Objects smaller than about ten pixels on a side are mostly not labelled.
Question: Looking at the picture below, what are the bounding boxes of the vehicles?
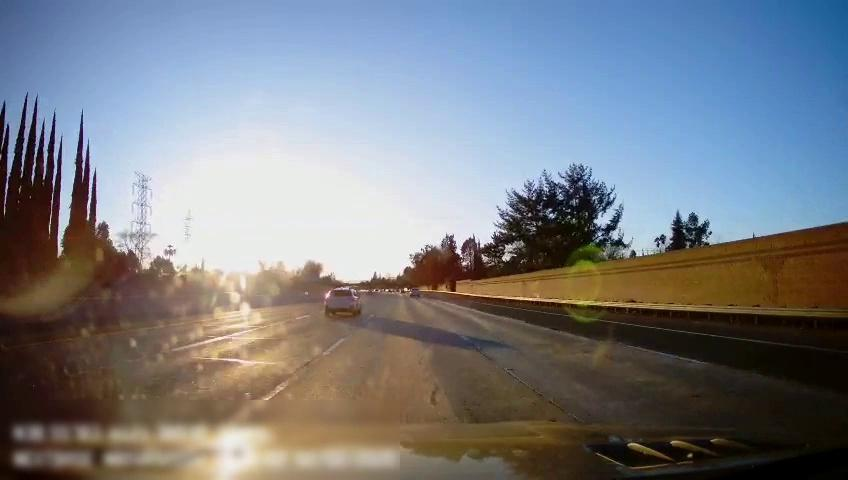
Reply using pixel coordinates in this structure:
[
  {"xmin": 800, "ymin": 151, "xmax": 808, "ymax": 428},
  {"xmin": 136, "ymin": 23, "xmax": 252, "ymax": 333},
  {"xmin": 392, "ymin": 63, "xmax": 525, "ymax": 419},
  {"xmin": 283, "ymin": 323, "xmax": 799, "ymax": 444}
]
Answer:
[
  {"xmin": 409, "ymin": 286, "xmax": 421, "ymax": 297},
  {"xmin": 323, "ymin": 286, "xmax": 362, "ymax": 318}
]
